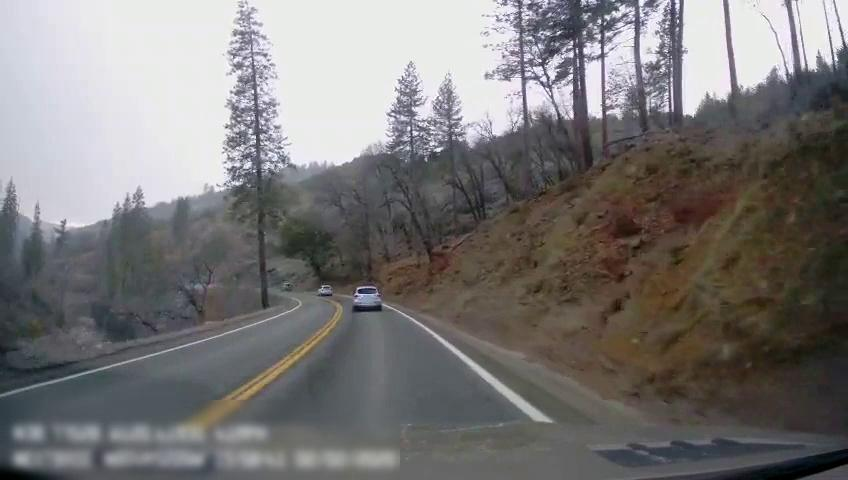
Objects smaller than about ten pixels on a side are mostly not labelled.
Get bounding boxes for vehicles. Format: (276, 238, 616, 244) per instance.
(352, 286, 382, 312)
(280, 282, 292, 292)
(316, 284, 332, 297)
